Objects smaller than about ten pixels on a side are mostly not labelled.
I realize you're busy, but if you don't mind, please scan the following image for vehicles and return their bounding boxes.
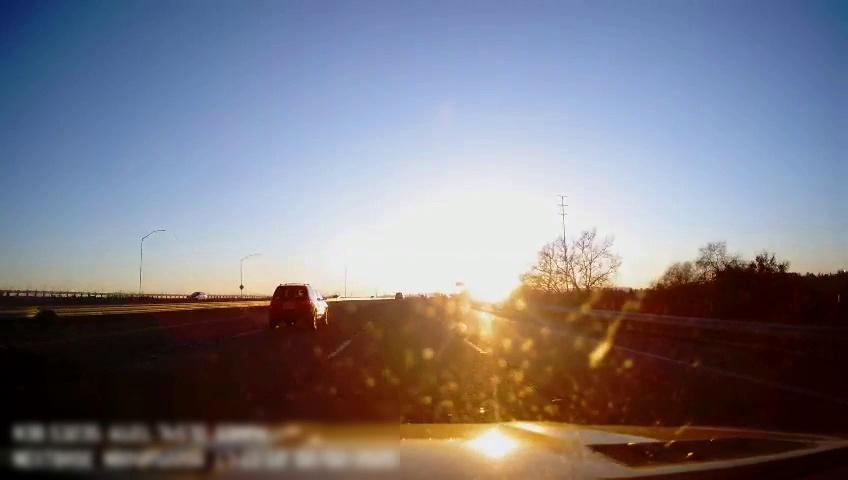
[189,291,208,302]
[269,283,329,330]
[394,292,406,300]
